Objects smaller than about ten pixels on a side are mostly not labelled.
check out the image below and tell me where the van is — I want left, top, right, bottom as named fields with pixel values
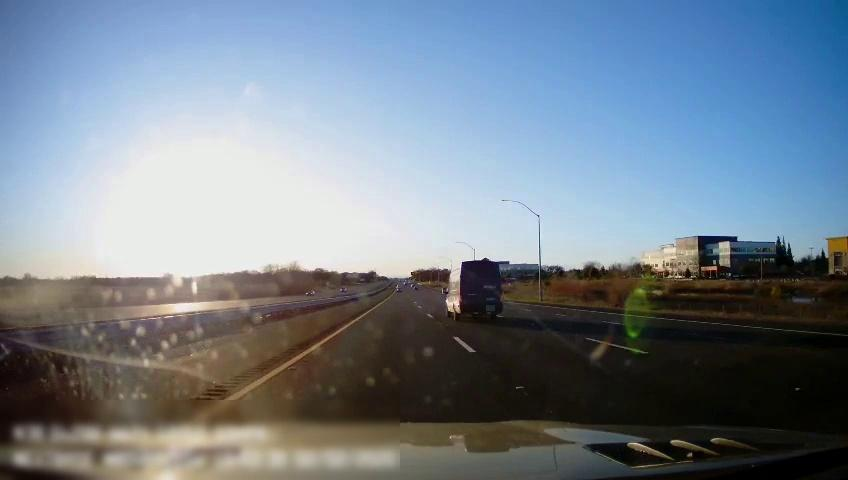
left=441, top=261, right=505, bottom=323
